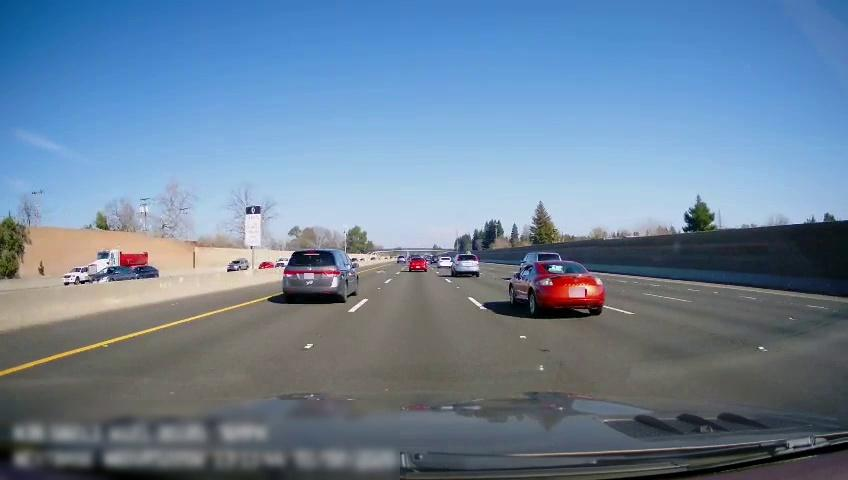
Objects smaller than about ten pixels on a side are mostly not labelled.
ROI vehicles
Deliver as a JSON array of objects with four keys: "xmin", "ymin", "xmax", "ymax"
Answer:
[
  {"xmin": 281, "ymin": 248, "xmax": 361, "ymax": 305},
  {"xmin": 257, "ymin": 261, "xmax": 275, "ymax": 270},
  {"xmin": 408, "ymin": 255, "xmax": 428, "ymax": 273},
  {"xmin": 508, "ymin": 260, "xmax": 605, "ymax": 317},
  {"xmin": 132, "ymin": 265, "xmax": 161, "ymax": 280},
  {"xmin": 275, "ymin": 256, "xmax": 292, "ymax": 268},
  {"xmin": 520, "ymin": 252, "xmax": 561, "ymax": 266},
  {"xmin": 395, "ymin": 254, "xmax": 407, "ymax": 264},
  {"xmin": 87, "ymin": 248, "xmax": 148, "ymax": 277},
  {"xmin": 226, "ymin": 259, "xmax": 249, "ymax": 273},
  {"xmin": 87, "ymin": 265, "xmax": 138, "ymax": 284},
  {"xmin": 449, "ymin": 253, "xmax": 481, "ymax": 278},
  {"xmin": 436, "ymin": 256, "xmax": 452, "ymax": 269},
  {"xmin": 63, "ymin": 266, "xmax": 89, "ymax": 286},
  {"xmin": 428, "ymin": 255, "xmax": 438, "ymax": 264}
]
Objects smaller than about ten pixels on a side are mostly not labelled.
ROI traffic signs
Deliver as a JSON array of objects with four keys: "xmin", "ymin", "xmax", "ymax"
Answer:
[{"xmin": 245, "ymin": 205, "xmax": 260, "ymax": 248}]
